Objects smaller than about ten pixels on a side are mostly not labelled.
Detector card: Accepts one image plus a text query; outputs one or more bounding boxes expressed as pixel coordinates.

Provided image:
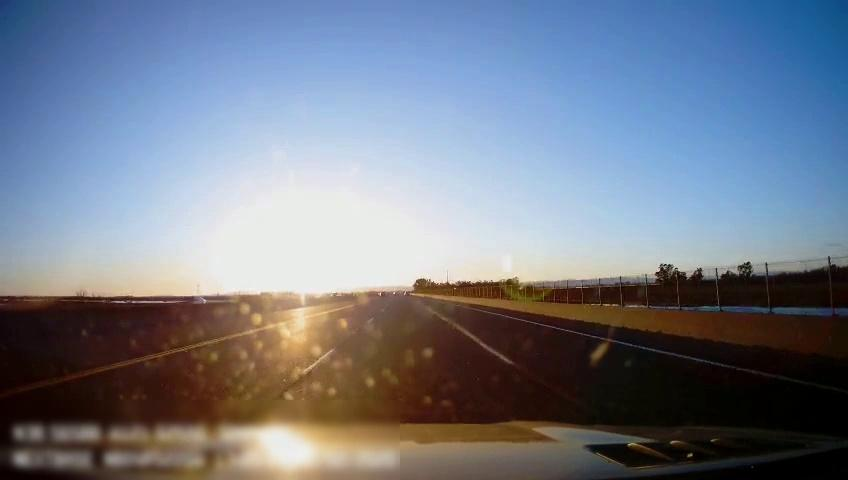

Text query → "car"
[175,295,206,305]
